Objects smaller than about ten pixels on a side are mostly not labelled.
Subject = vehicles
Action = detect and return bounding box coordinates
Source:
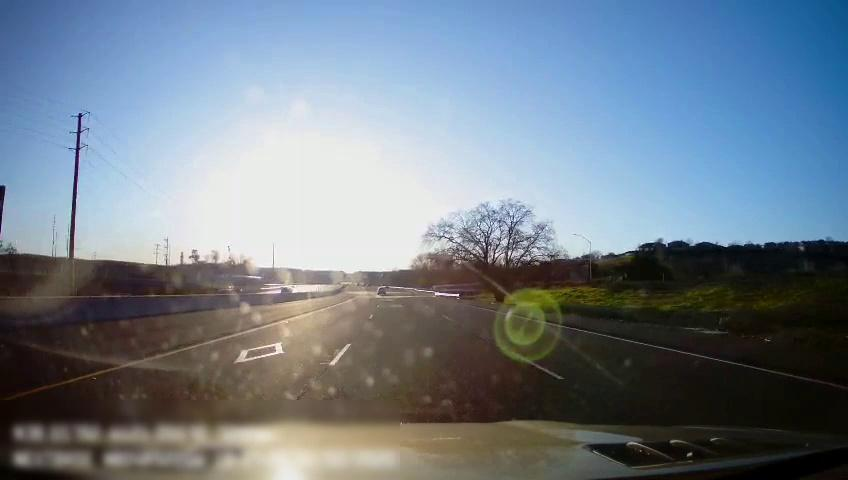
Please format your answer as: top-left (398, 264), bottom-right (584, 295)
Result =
top-left (280, 286), bottom-right (293, 293)
top-left (230, 276), bottom-right (262, 293)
